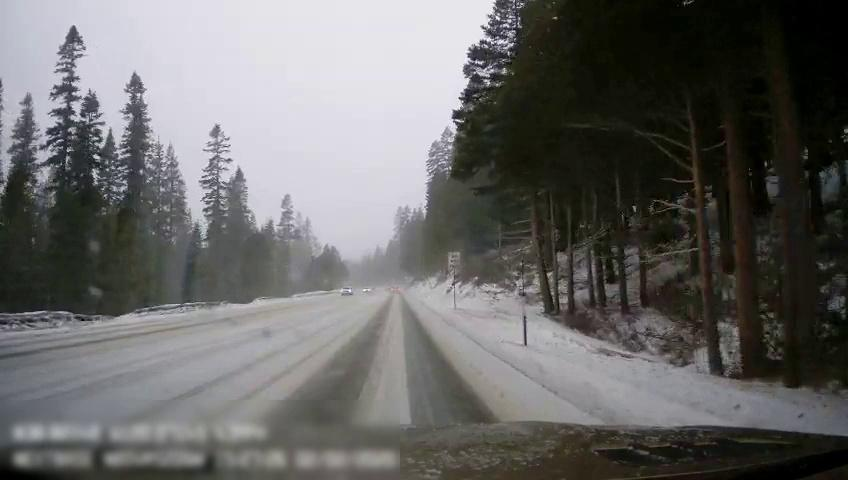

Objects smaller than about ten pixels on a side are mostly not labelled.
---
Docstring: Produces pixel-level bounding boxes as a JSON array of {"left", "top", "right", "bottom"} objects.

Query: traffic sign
[{"left": 447, "top": 250, "right": 461, "bottom": 271}]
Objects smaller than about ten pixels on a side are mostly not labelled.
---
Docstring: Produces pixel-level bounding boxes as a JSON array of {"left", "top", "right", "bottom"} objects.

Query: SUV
[{"left": 340, "top": 287, "right": 354, "bottom": 296}]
